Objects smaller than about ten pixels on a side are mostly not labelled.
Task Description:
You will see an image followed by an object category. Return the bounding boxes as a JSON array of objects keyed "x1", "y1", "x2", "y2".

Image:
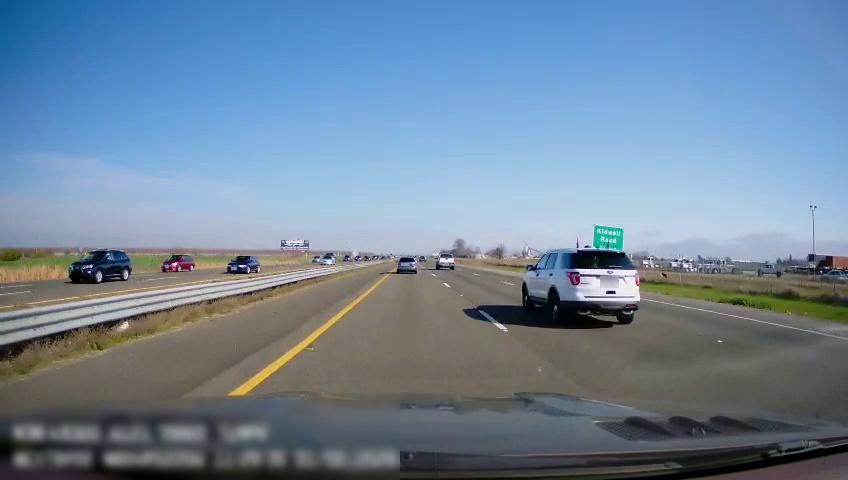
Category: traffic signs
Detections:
[{"x1": 594, "y1": 224, "x2": 624, "y2": 250}]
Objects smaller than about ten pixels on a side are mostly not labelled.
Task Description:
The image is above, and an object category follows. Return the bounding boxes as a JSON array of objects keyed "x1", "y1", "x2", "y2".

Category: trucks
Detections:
[{"x1": 434, "y1": 254, "x2": 455, "y2": 271}]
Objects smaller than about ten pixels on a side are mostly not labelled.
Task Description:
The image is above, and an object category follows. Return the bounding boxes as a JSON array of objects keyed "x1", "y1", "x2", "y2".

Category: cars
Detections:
[
  {"x1": 319, "y1": 254, "x2": 335, "y2": 266},
  {"x1": 227, "y1": 256, "x2": 262, "y2": 275},
  {"x1": 160, "y1": 255, "x2": 197, "y2": 273}
]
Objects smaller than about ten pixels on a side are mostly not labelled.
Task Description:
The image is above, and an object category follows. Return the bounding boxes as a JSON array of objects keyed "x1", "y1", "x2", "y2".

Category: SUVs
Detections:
[
  {"x1": 67, "y1": 249, "x2": 133, "y2": 285},
  {"x1": 396, "y1": 257, "x2": 417, "y2": 275},
  {"x1": 521, "y1": 247, "x2": 640, "y2": 326}
]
